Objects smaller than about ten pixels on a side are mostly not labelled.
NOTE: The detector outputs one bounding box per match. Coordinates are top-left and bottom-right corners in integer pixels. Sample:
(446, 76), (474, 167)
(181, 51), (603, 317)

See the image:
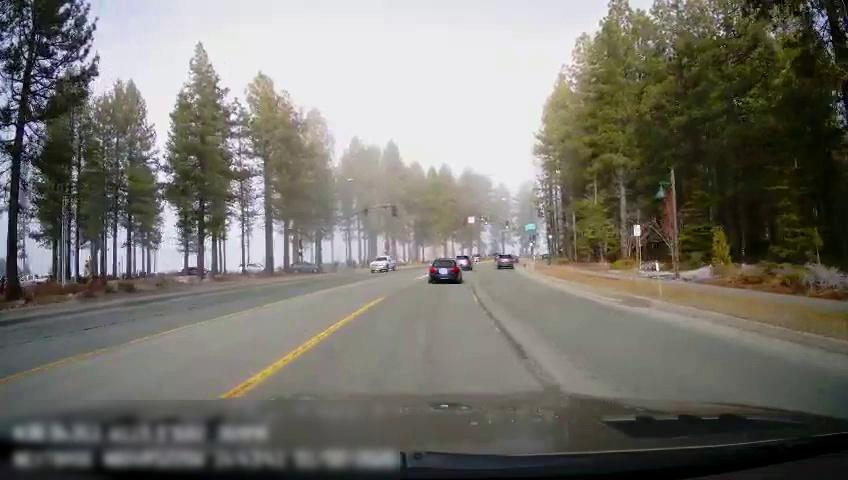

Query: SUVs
(241, 262), (265, 273)
(496, 254), (514, 269)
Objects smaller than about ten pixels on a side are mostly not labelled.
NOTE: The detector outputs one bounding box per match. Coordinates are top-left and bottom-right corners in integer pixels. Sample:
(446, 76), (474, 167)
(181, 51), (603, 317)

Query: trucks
(368, 255), (399, 273)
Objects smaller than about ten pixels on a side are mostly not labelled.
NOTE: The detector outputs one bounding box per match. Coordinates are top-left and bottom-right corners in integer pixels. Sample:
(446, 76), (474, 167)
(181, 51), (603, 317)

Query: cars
(456, 256), (473, 271)
(429, 257), (464, 284)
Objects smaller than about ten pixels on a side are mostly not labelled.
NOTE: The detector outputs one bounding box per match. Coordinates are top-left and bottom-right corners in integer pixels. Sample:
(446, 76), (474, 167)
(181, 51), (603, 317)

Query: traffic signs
(633, 225), (641, 238)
